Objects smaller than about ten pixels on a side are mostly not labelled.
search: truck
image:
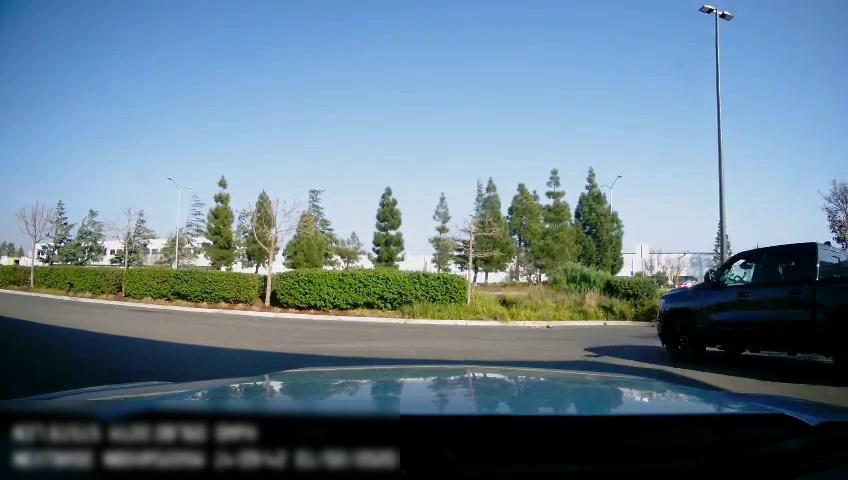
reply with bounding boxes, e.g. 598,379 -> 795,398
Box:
655,240 -> 848,381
